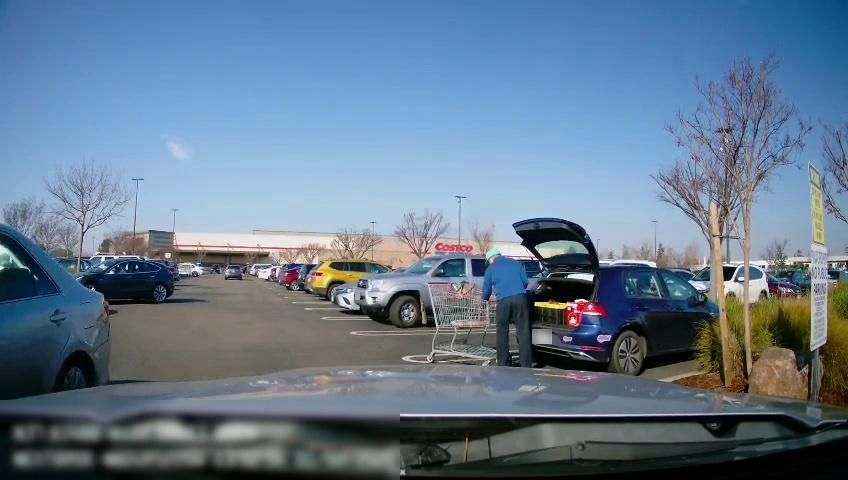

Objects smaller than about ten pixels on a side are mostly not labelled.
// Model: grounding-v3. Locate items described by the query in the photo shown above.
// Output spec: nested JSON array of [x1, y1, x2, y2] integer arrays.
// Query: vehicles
[[286, 264, 312, 293], [332, 282, 359, 312], [352, 252, 544, 330], [510, 217, 719, 376], [91, 252, 140, 258], [297, 263, 315, 288], [72, 256, 177, 304], [616, 260, 670, 271], [688, 262, 770, 306], [257, 266, 279, 282], [176, 262, 204, 278], [304, 259, 392, 301], [775, 269, 812, 290], [223, 264, 243, 281], [767, 278, 798, 297], [0, 221, 114, 401], [669, 268, 697, 282]]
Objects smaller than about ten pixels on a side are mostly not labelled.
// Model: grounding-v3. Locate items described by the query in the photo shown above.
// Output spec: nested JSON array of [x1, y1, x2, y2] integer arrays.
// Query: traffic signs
[[809, 165, 826, 246], [809, 240, 830, 351]]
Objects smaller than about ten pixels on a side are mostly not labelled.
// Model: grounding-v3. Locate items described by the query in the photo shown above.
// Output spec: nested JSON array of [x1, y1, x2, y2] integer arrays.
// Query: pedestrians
[[478, 246, 537, 369]]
